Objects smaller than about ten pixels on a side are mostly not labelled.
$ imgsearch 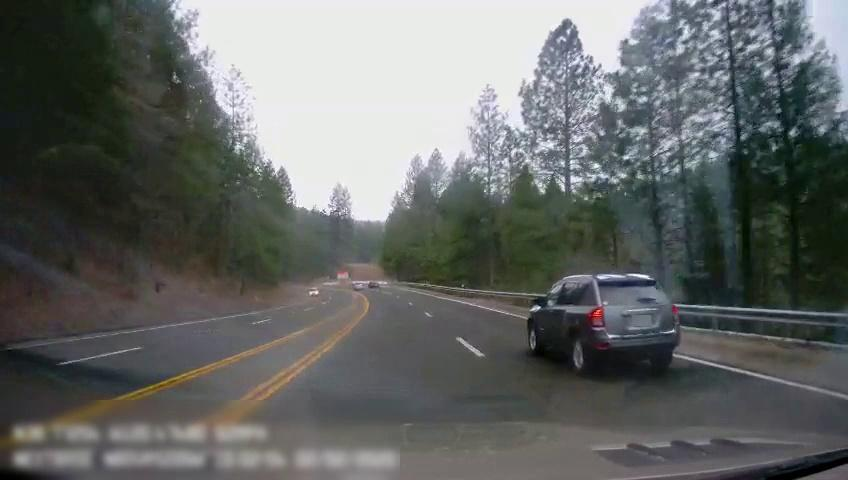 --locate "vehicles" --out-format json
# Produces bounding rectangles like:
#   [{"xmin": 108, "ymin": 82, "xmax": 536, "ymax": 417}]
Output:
[
  {"xmin": 525, "ymin": 273, "xmax": 682, "ymax": 378},
  {"xmin": 366, "ymin": 281, "xmax": 379, "ymax": 289},
  {"xmin": 307, "ymin": 287, "xmax": 319, "ymax": 298},
  {"xmin": 352, "ymin": 282, "xmax": 365, "ymax": 292}
]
